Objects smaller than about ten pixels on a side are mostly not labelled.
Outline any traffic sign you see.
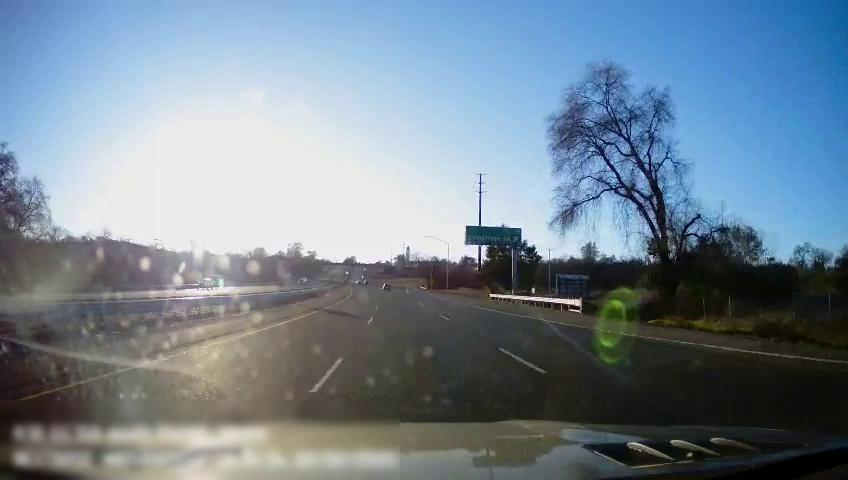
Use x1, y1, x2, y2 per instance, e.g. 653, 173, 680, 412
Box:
465, 225, 522, 248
